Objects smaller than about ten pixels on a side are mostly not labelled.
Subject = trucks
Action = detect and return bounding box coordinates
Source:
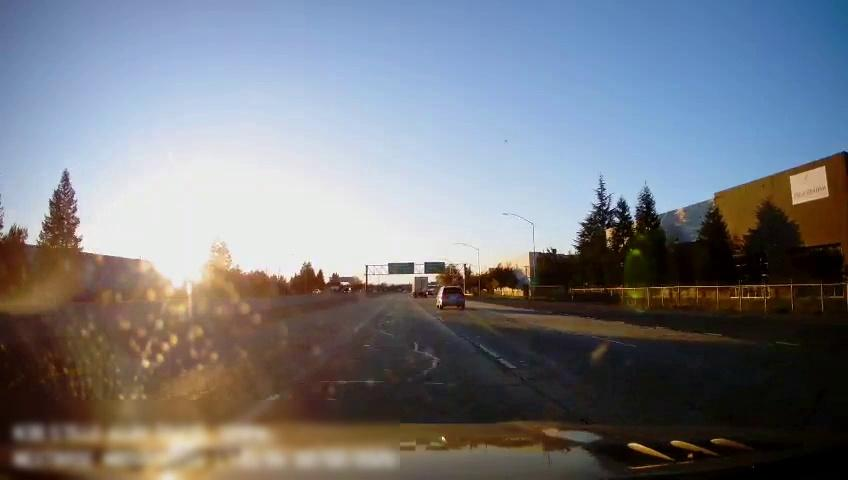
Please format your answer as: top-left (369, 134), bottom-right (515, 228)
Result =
top-left (414, 277), bottom-right (428, 298)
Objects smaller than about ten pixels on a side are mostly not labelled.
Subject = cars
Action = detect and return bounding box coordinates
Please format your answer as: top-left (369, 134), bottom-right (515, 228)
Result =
top-left (436, 285), bottom-right (465, 310)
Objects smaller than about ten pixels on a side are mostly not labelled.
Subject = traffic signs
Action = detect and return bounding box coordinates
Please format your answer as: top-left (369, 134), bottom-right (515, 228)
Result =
top-left (387, 262), bottom-right (414, 274)
top-left (423, 261), bottom-right (445, 273)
